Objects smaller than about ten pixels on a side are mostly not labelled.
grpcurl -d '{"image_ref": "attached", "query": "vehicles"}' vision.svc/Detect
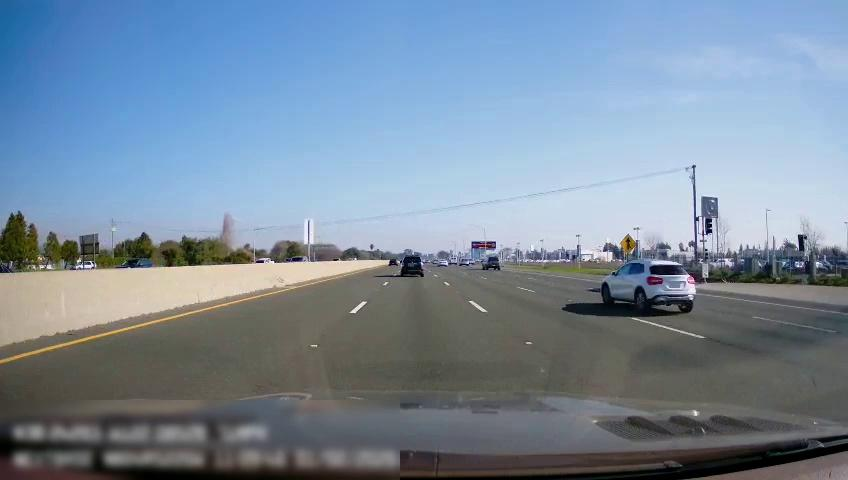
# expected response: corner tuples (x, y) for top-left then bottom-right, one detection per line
(598, 256), (697, 313)
(0, 263), (15, 273)
(388, 258), (399, 267)
(70, 260), (98, 270)
(255, 257), (275, 265)
(400, 255), (425, 278)
(458, 258), (470, 267)
(285, 255), (309, 264)
(438, 259), (449, 268)
(481, 255), (501, 271)
(115, 257), (153, 269)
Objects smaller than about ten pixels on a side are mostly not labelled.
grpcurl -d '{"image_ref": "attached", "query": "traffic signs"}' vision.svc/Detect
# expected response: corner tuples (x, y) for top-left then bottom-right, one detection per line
(79, 233), (99, 245)
(315, 243), (333, 252)
(619, 233), (637, 255)
(304, 216), (315, 246)
(79, 244), (99, 256)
